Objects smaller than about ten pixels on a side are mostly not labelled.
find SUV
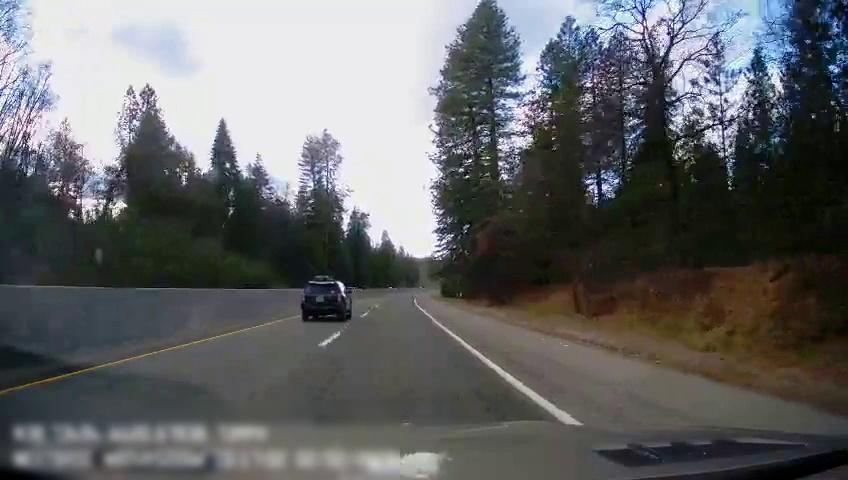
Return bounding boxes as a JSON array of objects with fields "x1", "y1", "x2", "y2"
[{"x1": 300, "y1": 280, "x2": 353, "y2": 323}]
